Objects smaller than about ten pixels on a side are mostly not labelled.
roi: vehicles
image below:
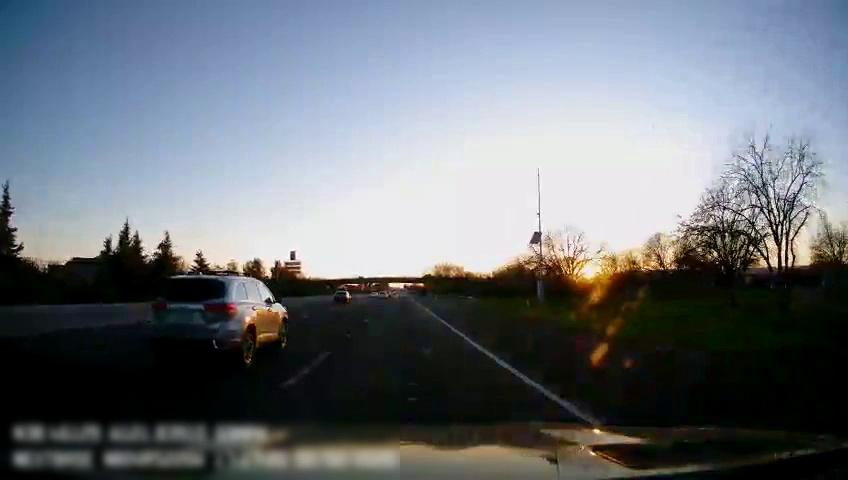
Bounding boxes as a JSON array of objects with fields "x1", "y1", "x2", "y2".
[
  {"x1": 377, "y1": 290, "x2": 389, "y2": 300},
  {"x1": 147, "y1": 269, "x2": 291, "y2": 371},
  {"x1": 333, "y1": 290, "x2": 352, "y2": 304}
]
